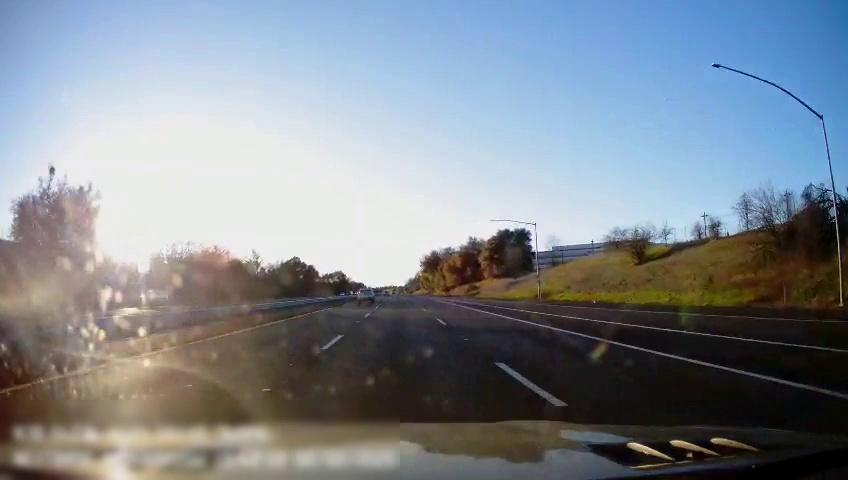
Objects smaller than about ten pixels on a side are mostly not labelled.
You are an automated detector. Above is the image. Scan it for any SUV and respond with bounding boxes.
[357,287,377,304]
